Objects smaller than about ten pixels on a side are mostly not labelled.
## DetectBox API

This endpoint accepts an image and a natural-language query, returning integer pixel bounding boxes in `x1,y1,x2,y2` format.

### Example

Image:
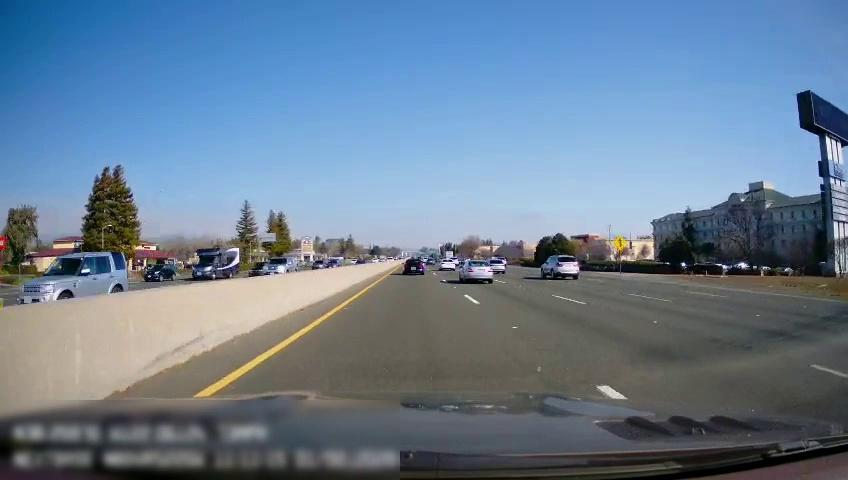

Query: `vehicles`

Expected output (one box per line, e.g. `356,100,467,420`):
144,264,177,283
459,259,493,284
497,256,507,269
540,254,581,280
17,251,129,304
450,257,460,267
401,257,425,276
489,258,507,275
191,246,241,280
311,260,326,271
263,257,299,276
248,260,267,277
439,259,455,271
325,261,334,269
442,251,453,259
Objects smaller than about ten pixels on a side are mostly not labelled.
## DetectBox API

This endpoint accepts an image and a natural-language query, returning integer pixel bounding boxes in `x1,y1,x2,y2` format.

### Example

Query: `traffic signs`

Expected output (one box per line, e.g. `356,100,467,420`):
613,234,628,252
